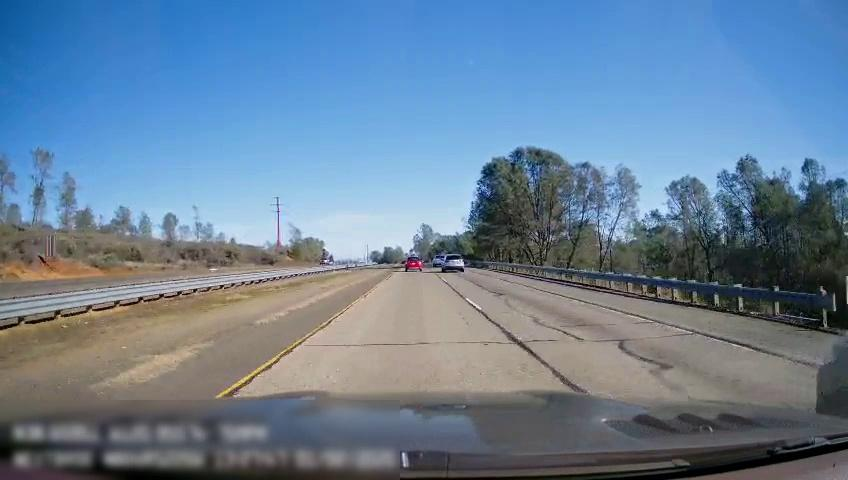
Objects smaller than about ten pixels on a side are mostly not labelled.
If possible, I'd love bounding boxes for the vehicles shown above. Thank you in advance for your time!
[440,253,465,274]
[404,255,423,272]
[319,256,331,266]
[814,340,848,418]
[431,255,444,269]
